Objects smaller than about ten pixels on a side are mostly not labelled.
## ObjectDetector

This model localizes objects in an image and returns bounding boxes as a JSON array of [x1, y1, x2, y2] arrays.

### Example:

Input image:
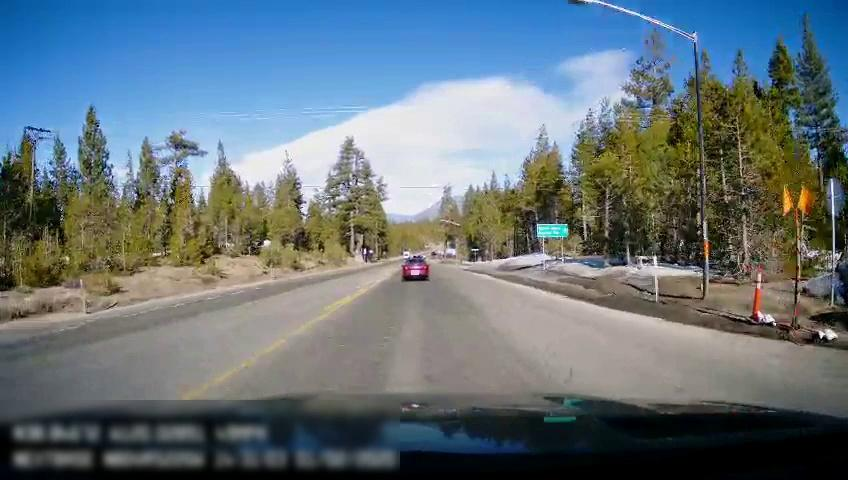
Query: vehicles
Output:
[[401, 259, 430, 280], [412, 255, 425, 260], [402, 252, 413, 261]]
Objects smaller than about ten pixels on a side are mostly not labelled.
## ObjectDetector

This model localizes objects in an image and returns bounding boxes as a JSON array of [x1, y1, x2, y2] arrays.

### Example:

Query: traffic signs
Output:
[[536, 223, 569, 239]]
